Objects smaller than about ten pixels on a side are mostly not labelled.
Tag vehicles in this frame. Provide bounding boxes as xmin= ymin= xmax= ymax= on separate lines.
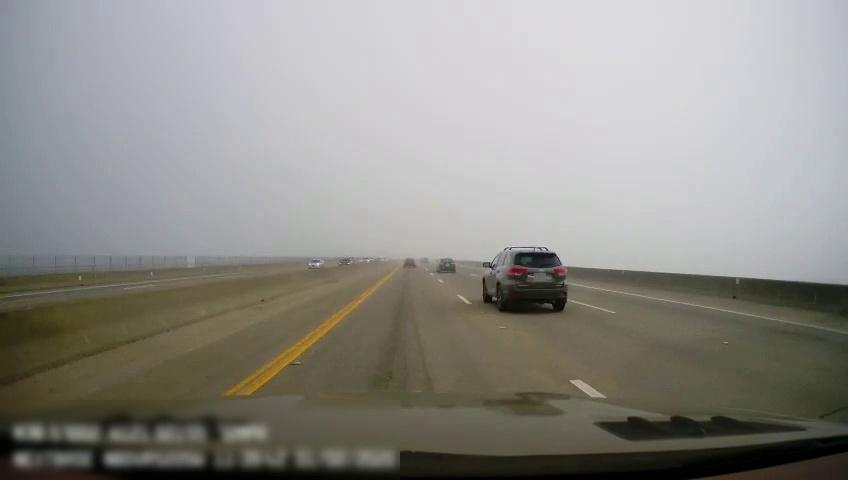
xmin=480 ymin=245 xmax=570 ymax=312
xmin=435 ymin=257 xmax=457 ymax=274
xmin=358 ymin=256 xmax=375 ymax=265
xmin=403 ymin=258 xmax=417 ymax=269
xmin=307 ymin=258 xmax=327 ymax=270
xmin=338 ymin=256 xmax=357 ymax=267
